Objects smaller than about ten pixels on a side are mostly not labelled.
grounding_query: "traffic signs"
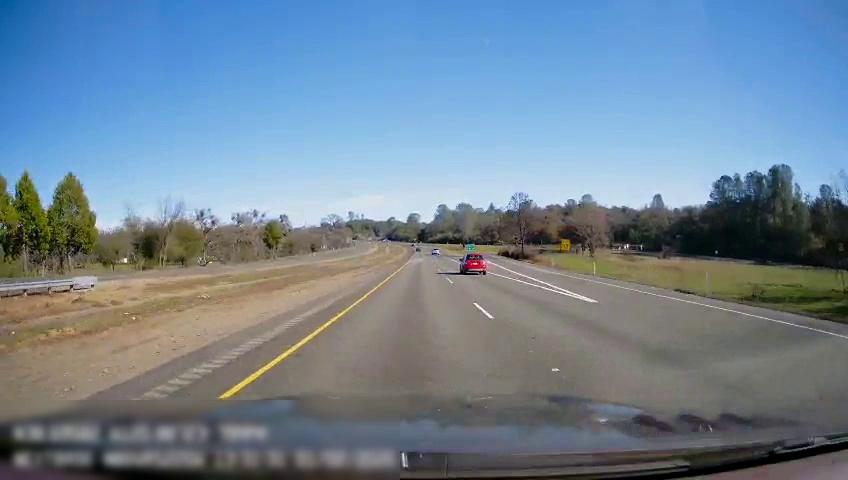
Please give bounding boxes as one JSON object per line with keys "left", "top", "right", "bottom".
{"left": 466, "top": 244, "right": 478, "bottom": 252}
{"left": 561, "top": 239, "right": 571, "bottom": 252}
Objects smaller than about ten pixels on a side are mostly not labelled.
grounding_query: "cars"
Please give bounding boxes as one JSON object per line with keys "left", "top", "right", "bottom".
{"left": 459, "top": 253, "right": 487, "bottom": 274}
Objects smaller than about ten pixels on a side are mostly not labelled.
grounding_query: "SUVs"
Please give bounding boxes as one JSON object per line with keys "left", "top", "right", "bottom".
{"left": 431, "top": 248, "right": 441, "bottom": 256}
